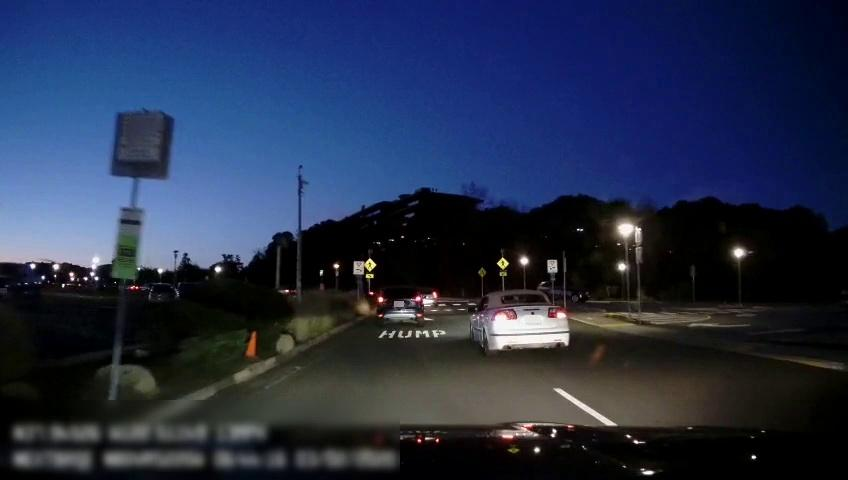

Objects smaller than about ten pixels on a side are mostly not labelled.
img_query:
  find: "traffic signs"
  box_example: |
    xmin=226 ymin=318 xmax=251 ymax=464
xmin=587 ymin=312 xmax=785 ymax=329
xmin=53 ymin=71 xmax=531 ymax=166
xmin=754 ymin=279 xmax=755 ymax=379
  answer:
xmin=546 ymin=259 xmax=559 ymax=274
xmin=352 ymin=260 xmax=365 ymax=276
xmin=364 ymin=273 xmax=375 ymax=279
xmin=477 ymin=266 xmax=487 ymax=278
xmin=495 ymin=257 xmax=510 ymax=271
xmin=363 ymin=257 xmax=378 ymax=273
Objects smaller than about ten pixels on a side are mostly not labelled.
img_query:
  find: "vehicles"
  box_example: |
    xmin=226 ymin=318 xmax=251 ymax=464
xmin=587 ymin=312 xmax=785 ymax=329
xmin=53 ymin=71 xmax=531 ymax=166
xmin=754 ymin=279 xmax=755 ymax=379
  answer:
xmin=177 ymin=281 xmax=200 ymax=297
xmin=416 ymin=288 xmax=438 ymax=307
xmin=466 ymin=289 xmax=571 ymax=358
xmin=376 ymin=287 xmax=425 ymax=328
xmin=149 ymin=282 xmax=173 ymax=303
xmin=536 ymin=280 xmax=591 ymax=303
xmin=127 ymin=284 xmax=141 ymax=291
